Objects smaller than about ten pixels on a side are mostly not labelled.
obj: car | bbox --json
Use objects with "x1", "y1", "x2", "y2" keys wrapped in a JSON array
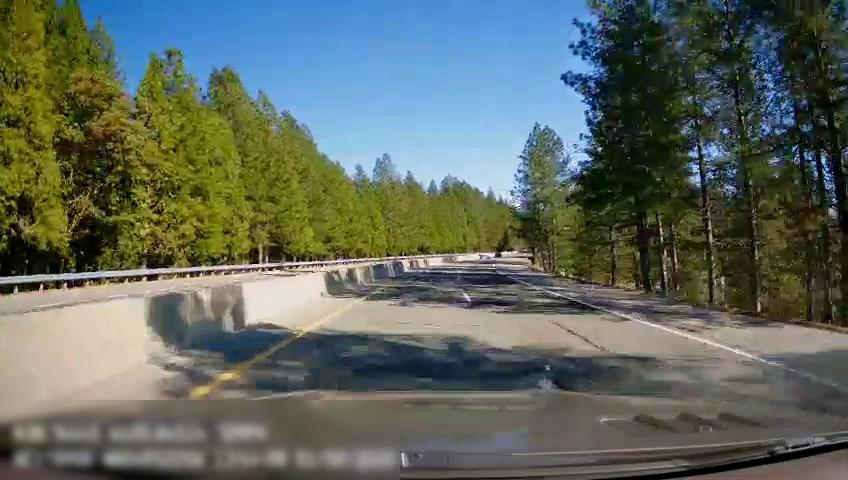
[{"x1": 479, "y1": 253, "x2": 494, "y2": 265}]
